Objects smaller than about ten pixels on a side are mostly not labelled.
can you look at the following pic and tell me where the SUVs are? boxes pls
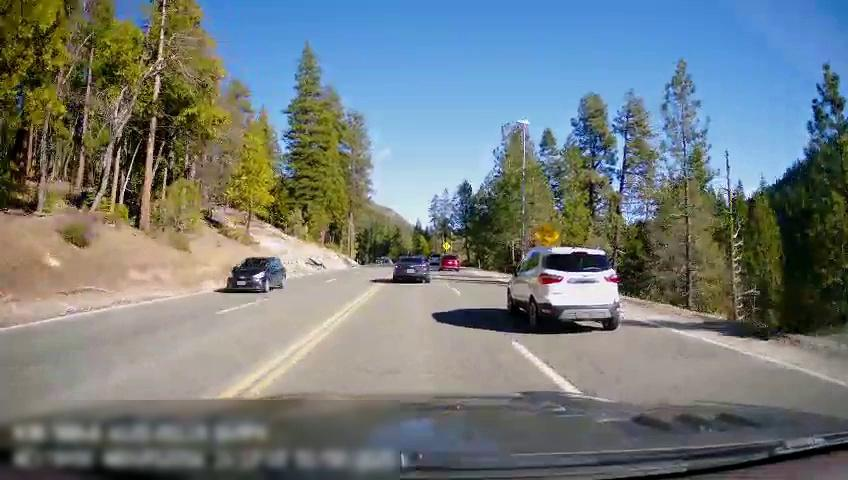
[438,255,460,272]
[506,247,621,332]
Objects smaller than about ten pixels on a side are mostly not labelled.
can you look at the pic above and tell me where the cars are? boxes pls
[392,256,432,284]
[227,256,288,294]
